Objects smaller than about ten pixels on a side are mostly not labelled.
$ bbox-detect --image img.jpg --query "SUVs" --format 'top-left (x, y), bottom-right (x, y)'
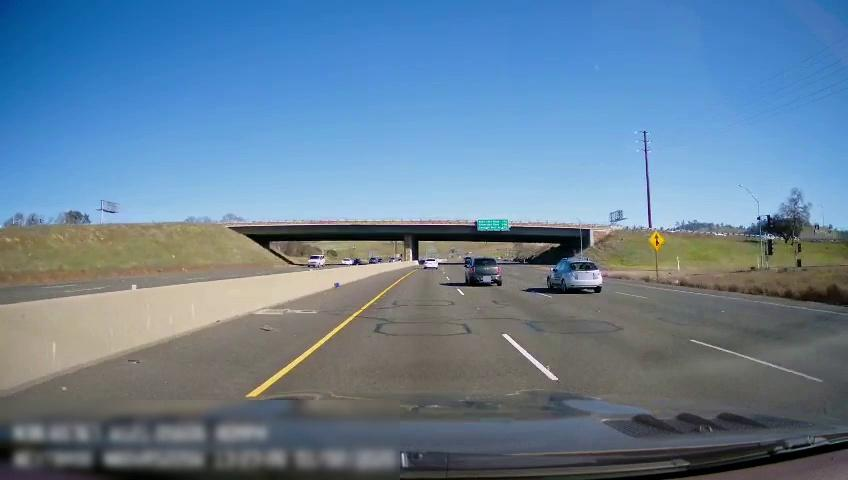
top-left (423, 257), bottom-right (438, 269)
top-left (307, 254), bottom-right (325, 268)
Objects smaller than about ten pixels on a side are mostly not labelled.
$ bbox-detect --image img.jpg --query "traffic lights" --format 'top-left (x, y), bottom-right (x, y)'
top-left (766, 215), bottom-right (774, 233)
top-left (767, 238), bottom-right (775, 256)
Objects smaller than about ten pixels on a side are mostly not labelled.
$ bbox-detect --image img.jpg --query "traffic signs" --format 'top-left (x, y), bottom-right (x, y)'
top-left (647, 230), bottom-right (665, 252)
top-left (476, 218), bottom-right (509, 232)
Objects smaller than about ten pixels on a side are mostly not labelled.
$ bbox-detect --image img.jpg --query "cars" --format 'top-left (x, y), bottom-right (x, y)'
top-left (341, 257), bottom-right (353, 265)
top-left (463, 257), bottom-right (502, 286)
top-left (547, 261), bottom-right (604, 294)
